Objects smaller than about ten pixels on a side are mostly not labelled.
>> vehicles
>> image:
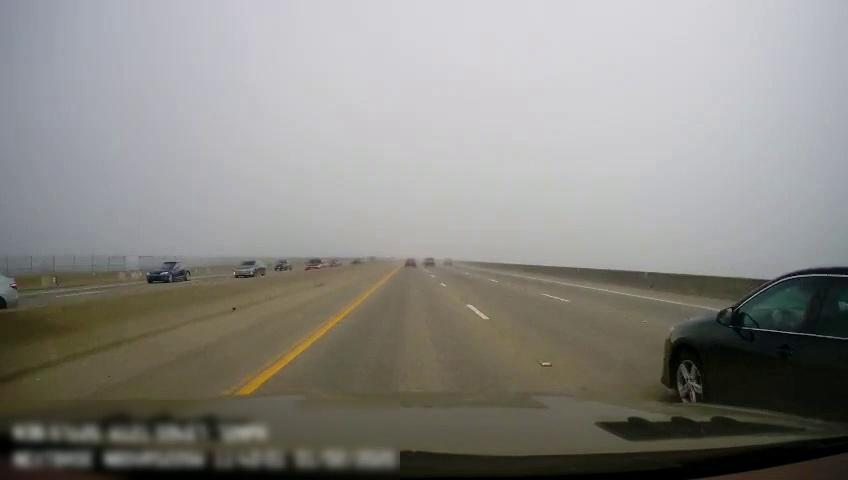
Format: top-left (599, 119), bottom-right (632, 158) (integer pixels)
top-left (405, 257), bottom-right (418, 268)
top-left (304, 258), bottom-right (331, 272)
top-left (423, 256), bottom-right (436, 267)
top-left (0, 272), bottom-right (20, 311)
top-left (233, 259), bottom-right (267, 279)
top-left (659, 264), bottom-right (848, 425)
top-left (323, 258), bottom-right (343, 269)
top-left (442, 258), bottom-right (453, 266)
top-left (273, 259), bottom-right (293, 272)
top-left (146, 261), bottom-right (193, 284)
